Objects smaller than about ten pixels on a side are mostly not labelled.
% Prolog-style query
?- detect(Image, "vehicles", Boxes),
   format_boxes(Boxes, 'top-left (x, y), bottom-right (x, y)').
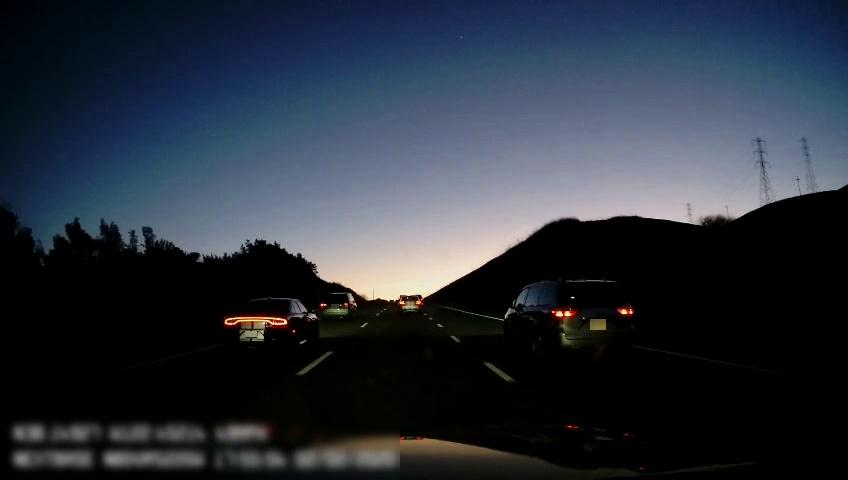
top-left (502, 277), bottom-right (636, 359)
top-left (221, 296), bottom-right (321, 361)
top-left (410, 294), bottom-right (424, 307)
top-left (397, 295), bottom-right (422, 316)
top-left (319, 291), bottom-right (358, 323)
